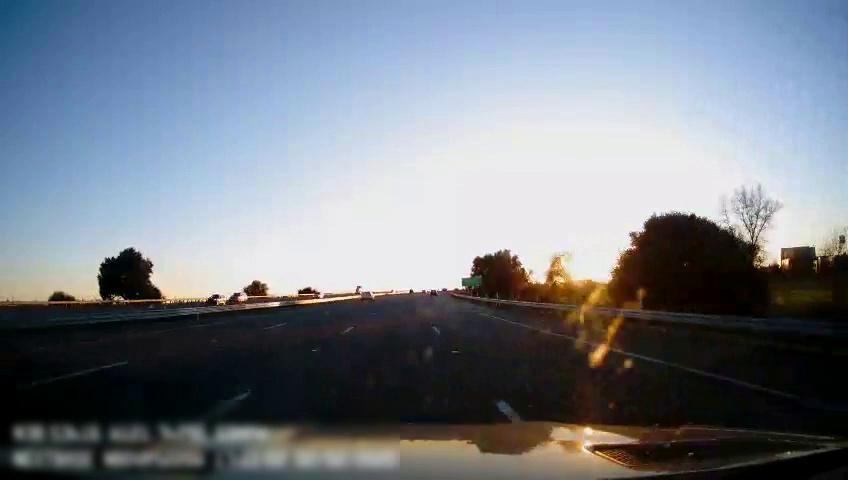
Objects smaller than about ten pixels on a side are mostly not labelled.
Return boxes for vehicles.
[361,291,375,301]
[312,292,324,299]
[208,294,226,306]
[229,292,248,305]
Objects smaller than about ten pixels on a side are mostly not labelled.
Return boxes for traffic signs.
[462,279,480,287]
